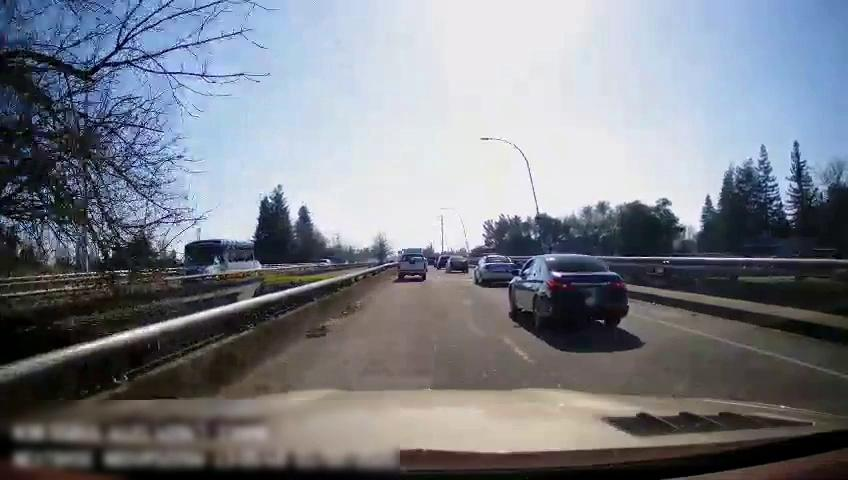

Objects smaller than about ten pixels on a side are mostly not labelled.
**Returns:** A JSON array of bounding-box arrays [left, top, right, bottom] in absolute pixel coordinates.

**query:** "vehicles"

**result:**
[[473, 253, 518, 285], [397, 251, 428, 280], [507, 252, 630, 333], [319, 258, 331, 264], [446, 254, 469, 273], [184, 238, 258, 278], [436, 255, 449, 270]]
